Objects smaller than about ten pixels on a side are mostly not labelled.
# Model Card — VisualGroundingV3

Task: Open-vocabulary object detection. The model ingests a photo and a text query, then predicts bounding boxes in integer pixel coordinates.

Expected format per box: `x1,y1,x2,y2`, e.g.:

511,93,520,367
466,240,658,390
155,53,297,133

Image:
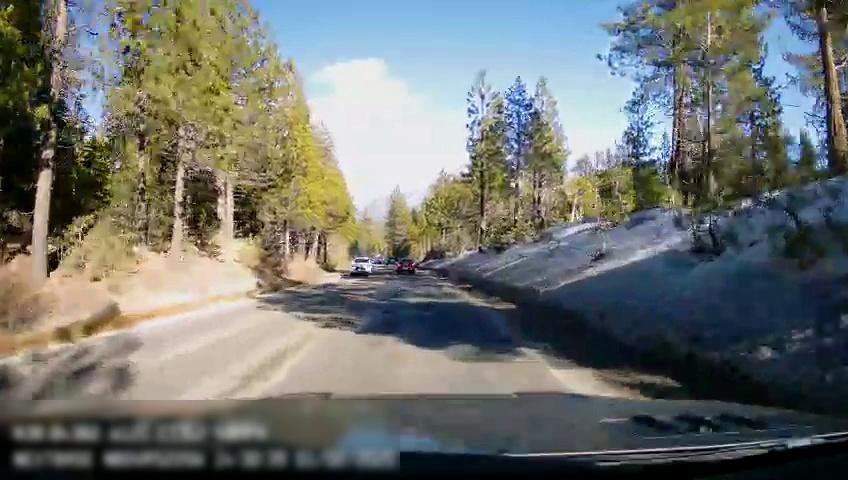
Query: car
396,257,416,274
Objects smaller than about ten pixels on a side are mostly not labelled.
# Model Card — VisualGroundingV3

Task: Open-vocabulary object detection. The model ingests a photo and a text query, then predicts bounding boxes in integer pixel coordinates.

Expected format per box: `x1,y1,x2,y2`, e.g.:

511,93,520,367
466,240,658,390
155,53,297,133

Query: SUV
350,256,376,276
